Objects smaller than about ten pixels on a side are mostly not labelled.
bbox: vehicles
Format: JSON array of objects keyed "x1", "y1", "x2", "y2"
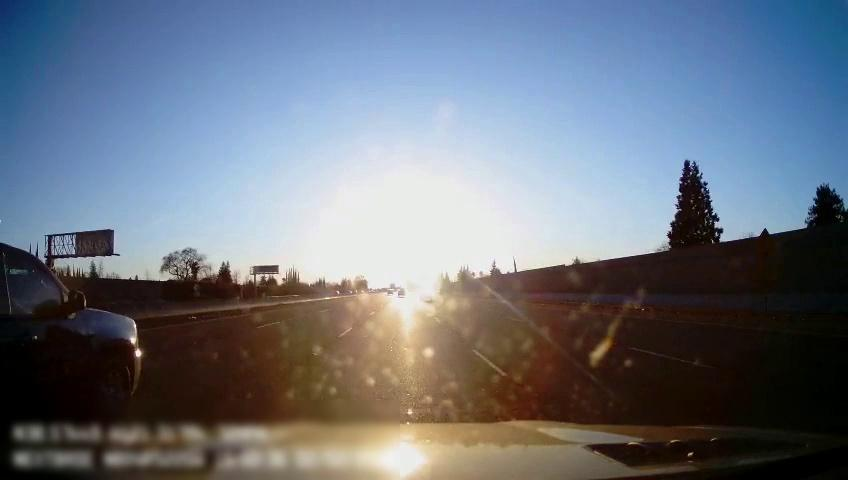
[
  {"x1": 397, "y1": 288, "x2": 406, "y2": 297},
  {"x1": 0, "y1": 240, "x2": 144, "y2": 435}
]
